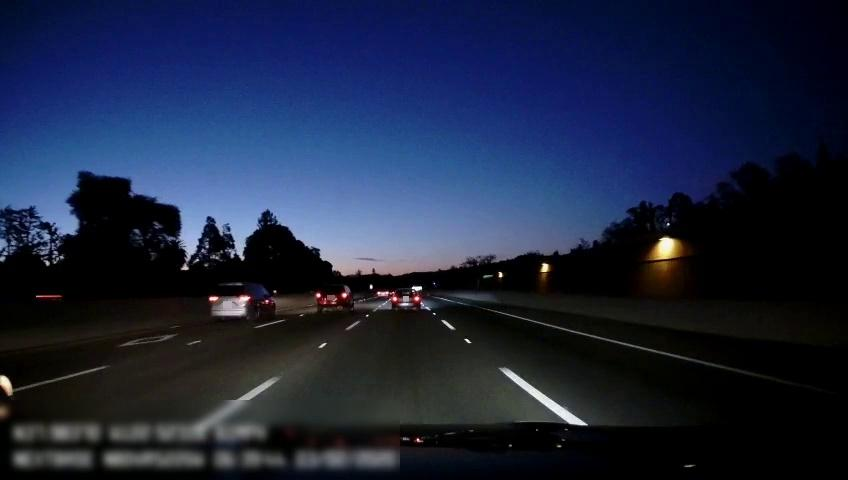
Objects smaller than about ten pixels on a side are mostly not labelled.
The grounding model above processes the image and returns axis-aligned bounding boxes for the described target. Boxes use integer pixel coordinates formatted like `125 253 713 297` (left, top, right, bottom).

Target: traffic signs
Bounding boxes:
412 285 423 291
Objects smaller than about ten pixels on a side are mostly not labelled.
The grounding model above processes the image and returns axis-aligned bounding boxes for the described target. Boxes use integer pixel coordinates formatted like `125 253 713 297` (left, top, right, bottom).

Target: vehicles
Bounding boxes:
391 288 420 311
0 372 17 438
377 289 390 299
316 283 355 314
209 282 276 324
